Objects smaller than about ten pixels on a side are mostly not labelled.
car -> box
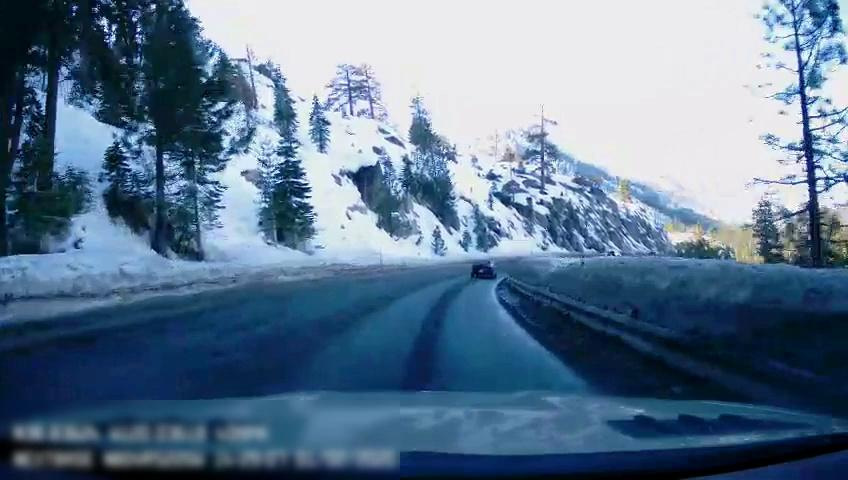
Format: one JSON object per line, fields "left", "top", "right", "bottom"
{"left": 471, "top": 259, "right": 497, "bottom": 279}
